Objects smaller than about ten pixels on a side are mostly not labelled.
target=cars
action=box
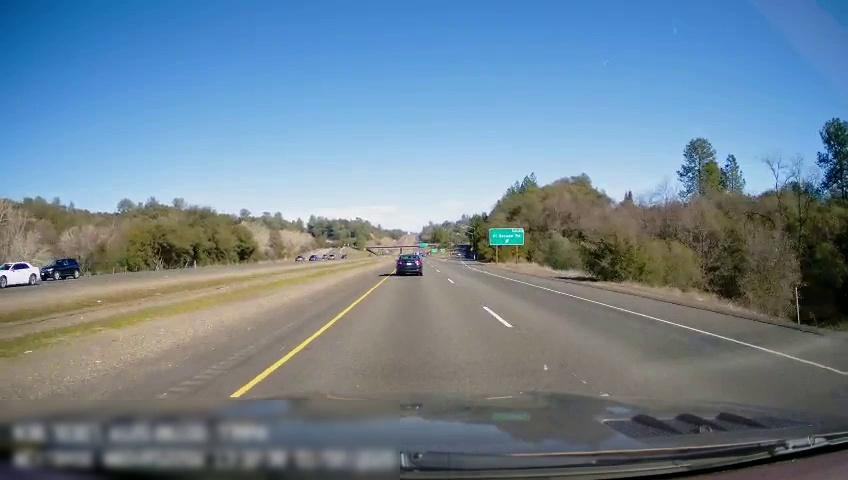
[0,262,41,288]
[396,254,423,275]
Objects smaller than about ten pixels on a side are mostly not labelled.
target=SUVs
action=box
[40,258,82,281]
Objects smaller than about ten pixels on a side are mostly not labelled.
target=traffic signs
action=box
[488,228,525,246]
